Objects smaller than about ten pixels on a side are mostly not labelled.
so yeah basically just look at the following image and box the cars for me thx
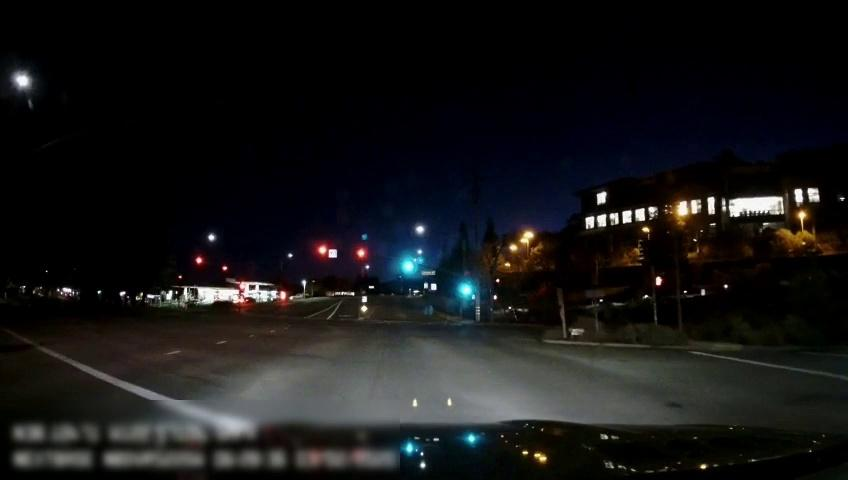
[243,297,256,304]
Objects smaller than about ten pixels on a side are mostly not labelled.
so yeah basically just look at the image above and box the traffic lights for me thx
[654,275,663,287]
[638,238,649,263]
[405,254,413,270]
[358,249,366,264]
[319,245,327,260]
[461,280,471,296]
